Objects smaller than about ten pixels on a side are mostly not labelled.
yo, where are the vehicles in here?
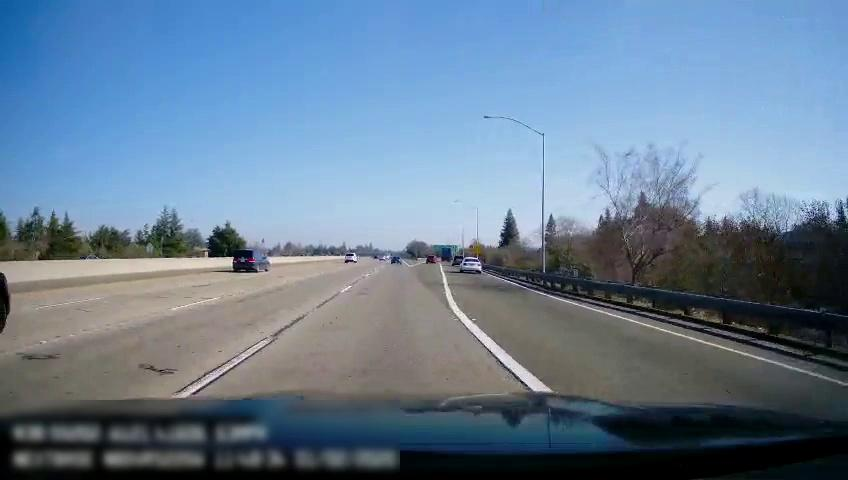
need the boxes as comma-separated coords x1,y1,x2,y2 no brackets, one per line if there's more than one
231,248,273,273
451,255,464,266
426,255,437,264
460,256,483,274
441,247,452,261
0,273,11,333
342,251,359,265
